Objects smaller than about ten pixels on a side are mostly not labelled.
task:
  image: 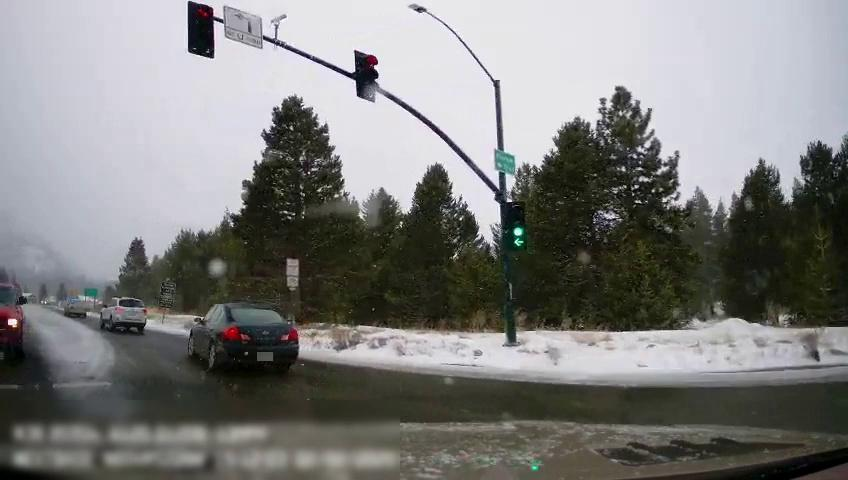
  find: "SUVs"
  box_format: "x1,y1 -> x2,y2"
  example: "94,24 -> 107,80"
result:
99,297 -> 147,333
0,283 -> 28,367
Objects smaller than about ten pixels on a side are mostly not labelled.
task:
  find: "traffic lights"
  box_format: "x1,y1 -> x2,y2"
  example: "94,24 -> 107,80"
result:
506,201 -> 526,253
187,1 -> 215,59
354,49 -> 379,103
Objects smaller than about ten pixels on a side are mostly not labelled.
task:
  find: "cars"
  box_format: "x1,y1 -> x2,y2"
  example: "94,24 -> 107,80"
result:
188,304 -> 300,375
64,299 -> 88,317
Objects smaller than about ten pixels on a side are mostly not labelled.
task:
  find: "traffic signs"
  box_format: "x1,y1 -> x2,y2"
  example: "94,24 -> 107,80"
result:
159,297 -> 175,308
494,148 -> 516,176
223,5 -> 263,49
287,277 -> 299,287
160,282 -> 176,297
84,288 -> 98,297
286,258 -> 299,276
